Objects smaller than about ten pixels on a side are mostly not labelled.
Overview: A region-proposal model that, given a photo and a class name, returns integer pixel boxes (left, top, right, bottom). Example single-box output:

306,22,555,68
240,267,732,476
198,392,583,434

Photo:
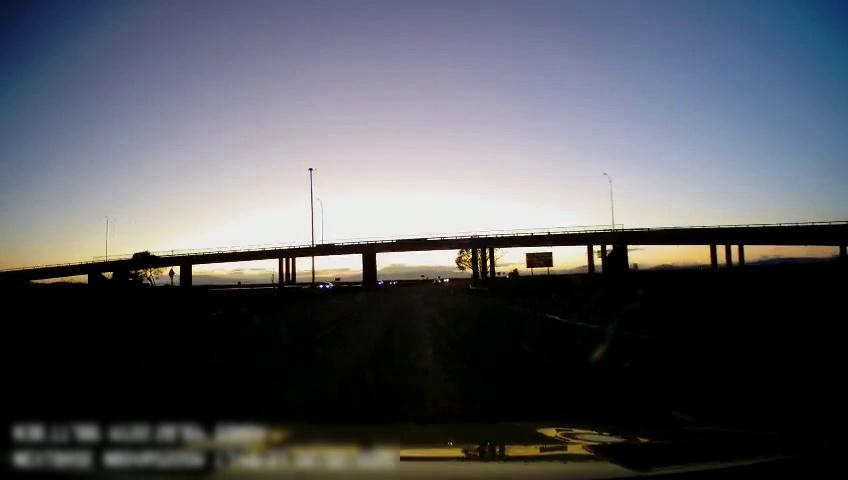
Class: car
319,281,334,290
